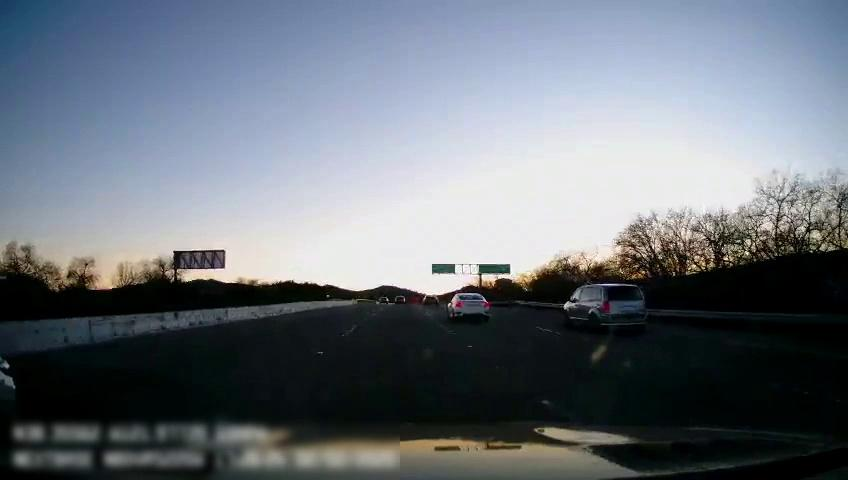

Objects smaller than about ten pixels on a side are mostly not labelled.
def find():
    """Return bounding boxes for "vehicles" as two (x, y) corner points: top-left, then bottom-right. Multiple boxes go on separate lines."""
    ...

(561, 283), (648, 335)
(0, 357), (19, 441)
(378, 296), (389, 305)
(424, 296), (439, 306)
(395, 296), (406, 305)
(447, 292), (490, 322)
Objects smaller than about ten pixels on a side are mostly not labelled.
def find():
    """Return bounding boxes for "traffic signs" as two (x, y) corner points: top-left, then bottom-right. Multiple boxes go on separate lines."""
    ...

(432, 263), (456, 273)
(479, 263), (511, 274)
